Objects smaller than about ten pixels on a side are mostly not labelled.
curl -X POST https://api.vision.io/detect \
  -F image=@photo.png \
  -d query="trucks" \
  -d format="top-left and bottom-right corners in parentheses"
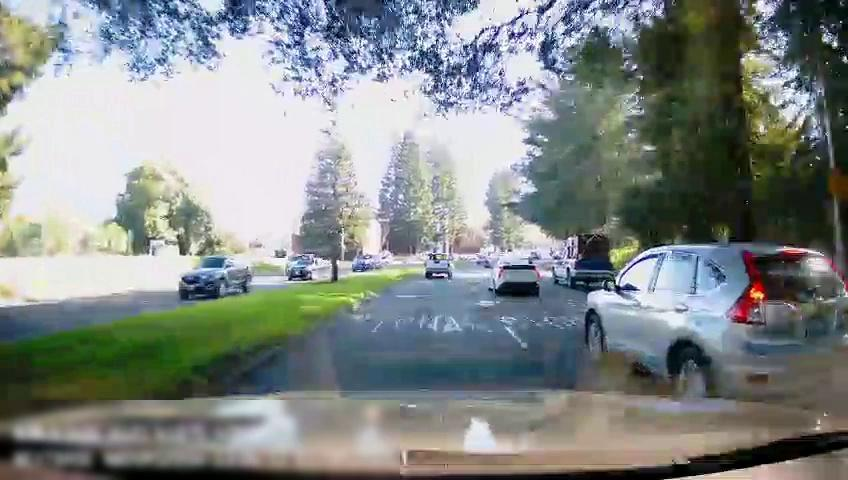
top-left (424, 252), bottom-right (454, 280)
top-left (286, 254), bottom-right (333, 282)
top-left (550, 231), bottom-right (616, 289)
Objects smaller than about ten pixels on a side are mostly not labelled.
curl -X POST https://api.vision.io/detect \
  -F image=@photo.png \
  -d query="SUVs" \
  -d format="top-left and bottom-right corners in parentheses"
top-left (582, 240), bottom-right (848, 400)
top-left (352, 255), bottom-right (376, 273)
top-left (176, 255), bottom-right (254, 300)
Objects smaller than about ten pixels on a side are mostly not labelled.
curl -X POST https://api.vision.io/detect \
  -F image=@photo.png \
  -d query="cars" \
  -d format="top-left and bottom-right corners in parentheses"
top-left (492, 254), bottom-right (540, 295)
